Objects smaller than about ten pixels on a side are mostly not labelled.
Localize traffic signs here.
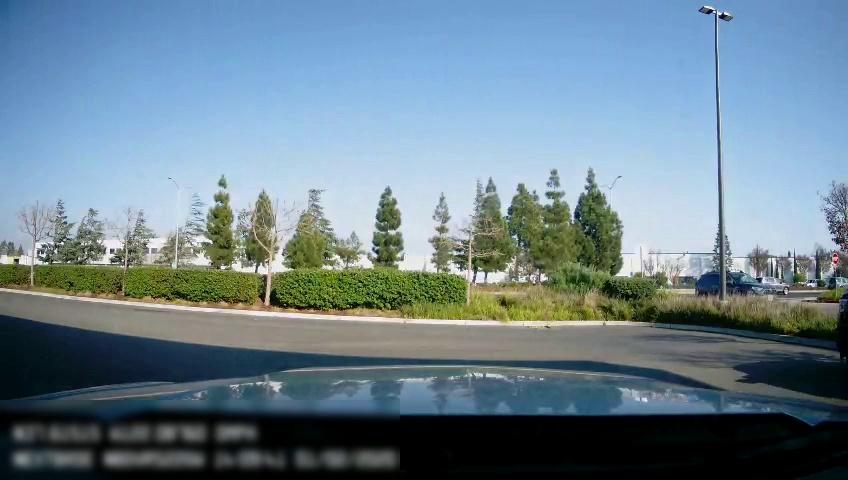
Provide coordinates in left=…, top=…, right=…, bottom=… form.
left=831, top=251, right=841, bottom=266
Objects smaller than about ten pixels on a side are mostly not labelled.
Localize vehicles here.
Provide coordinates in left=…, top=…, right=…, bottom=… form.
left=695, top=270, right=767, bottom=296
left=834, top=285, right=848, bottom=376
left=803, top=278, right=820, bottom=289
left=753, top=276, right=791, bottom=296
